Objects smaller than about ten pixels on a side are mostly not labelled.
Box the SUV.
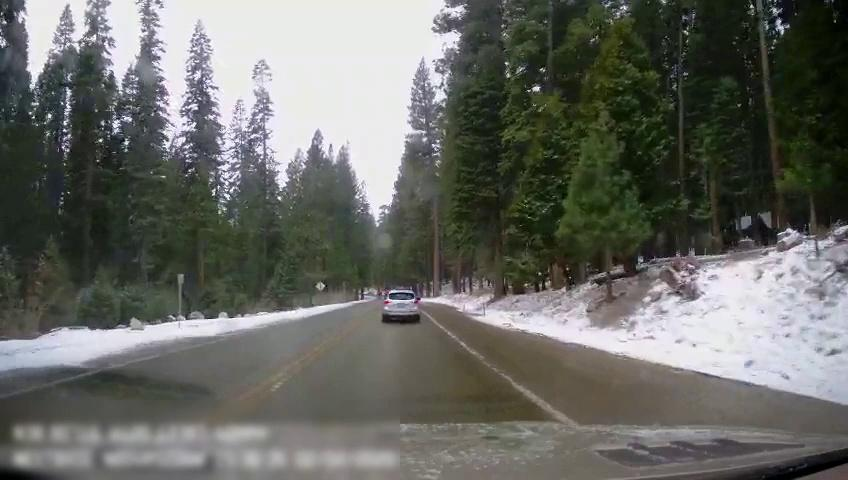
[381,289,422,324]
